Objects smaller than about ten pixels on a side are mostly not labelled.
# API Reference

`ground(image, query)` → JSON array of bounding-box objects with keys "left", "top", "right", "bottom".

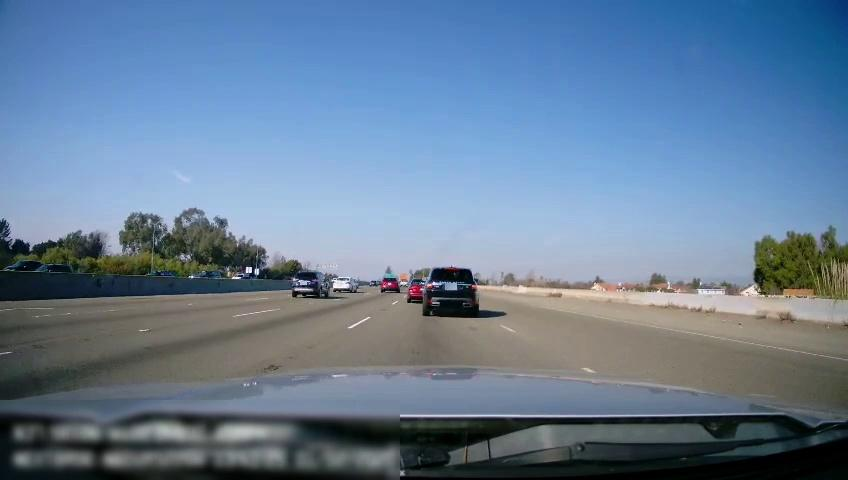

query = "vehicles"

[
  {"left": 199, "top": 271, "right": 220, "bottom": 279},
  {"left": 290, "top": 270, "right": 330, "bottom": 300},
  {"left": 32, "top": 264, "right": 72, "bottom": 274},
  {"left": 188, "top": 270, "right": 207, "bottom": 280},
  {"left": 331, "top": 276, "right": 359, "bottom": 294},
  {"left": 380, "top": 277, "right": 402, "bottom": 294},
  {"left": 231, "top": 274, "right": 250, "bottom": 280},
  {"left": 3, "top": 260, "right": 44, "bottom": 272},
  {"left": 144, "top": 270, "right": 175, "bottom": 278},
  {"left": 422, "top": 267, "right": 480, "bottom": 318},
  {"left": 407, "top": 277, "right": 426, "bottom": 304}
]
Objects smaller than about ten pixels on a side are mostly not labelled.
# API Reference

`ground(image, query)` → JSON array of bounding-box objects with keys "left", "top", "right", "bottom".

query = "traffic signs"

[{"left": 385, "top": 272, "right": 396, "bottom": 279}]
